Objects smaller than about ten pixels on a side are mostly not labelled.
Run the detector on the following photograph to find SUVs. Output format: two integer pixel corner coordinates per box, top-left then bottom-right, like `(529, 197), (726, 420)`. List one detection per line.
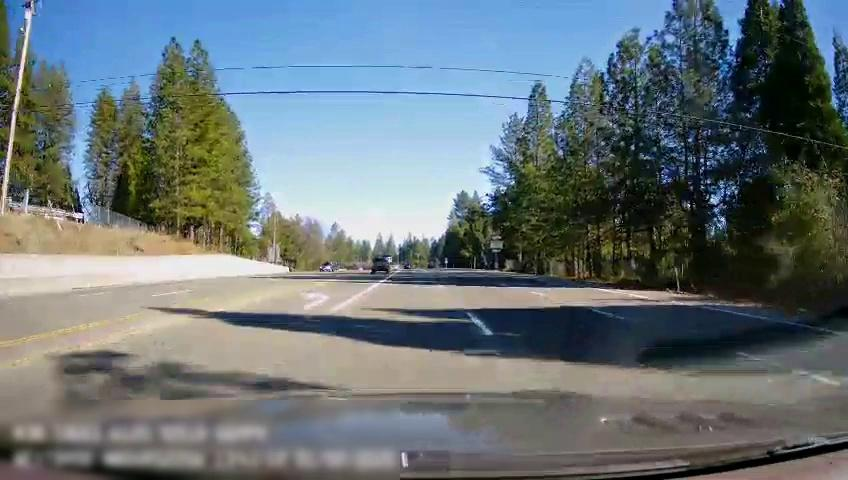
(371, 257), (390, 274)
(319, 261), (337, 273)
